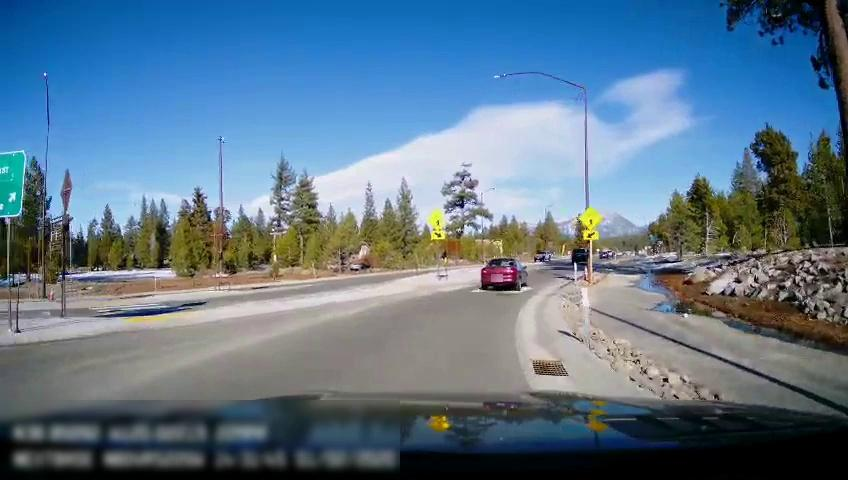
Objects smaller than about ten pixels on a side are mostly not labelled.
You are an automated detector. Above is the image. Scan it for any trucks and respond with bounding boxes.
[533,250,553,263]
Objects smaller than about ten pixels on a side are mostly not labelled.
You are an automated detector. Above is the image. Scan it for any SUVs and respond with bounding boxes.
[571,246,592,265]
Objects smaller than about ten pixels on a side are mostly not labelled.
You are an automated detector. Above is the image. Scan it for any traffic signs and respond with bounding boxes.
[579,207,603,231]
[0,151,27,218]
[582,230,600,241]
[431,230,446,240]
[428,208,447,230]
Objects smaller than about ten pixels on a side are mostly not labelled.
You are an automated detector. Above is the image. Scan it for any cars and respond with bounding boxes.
[480,257,529,291]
